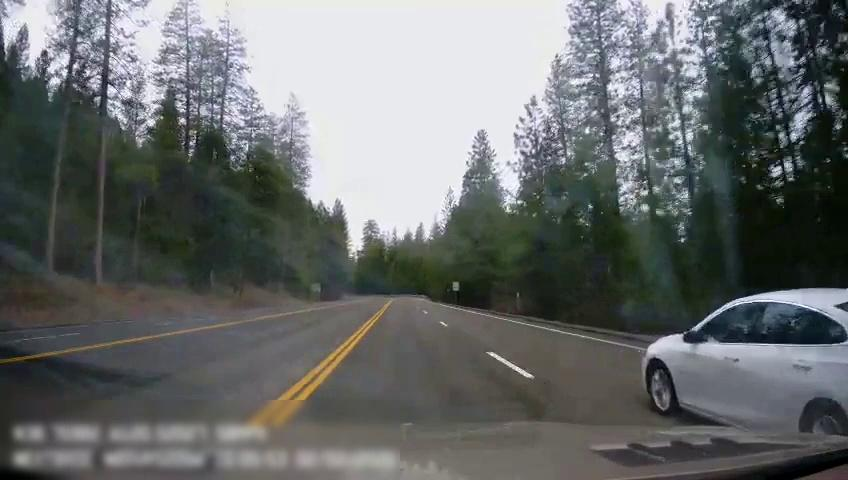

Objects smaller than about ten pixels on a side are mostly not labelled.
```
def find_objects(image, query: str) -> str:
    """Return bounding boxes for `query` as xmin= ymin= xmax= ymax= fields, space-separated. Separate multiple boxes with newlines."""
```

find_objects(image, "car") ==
xmin=640 ymin=287 xmax=848 ymax=437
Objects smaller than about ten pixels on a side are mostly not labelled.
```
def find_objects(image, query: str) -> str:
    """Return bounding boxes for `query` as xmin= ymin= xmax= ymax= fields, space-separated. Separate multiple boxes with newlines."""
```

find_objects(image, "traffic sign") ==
xmin=452 ymin=281 xmax=460 ymax=292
